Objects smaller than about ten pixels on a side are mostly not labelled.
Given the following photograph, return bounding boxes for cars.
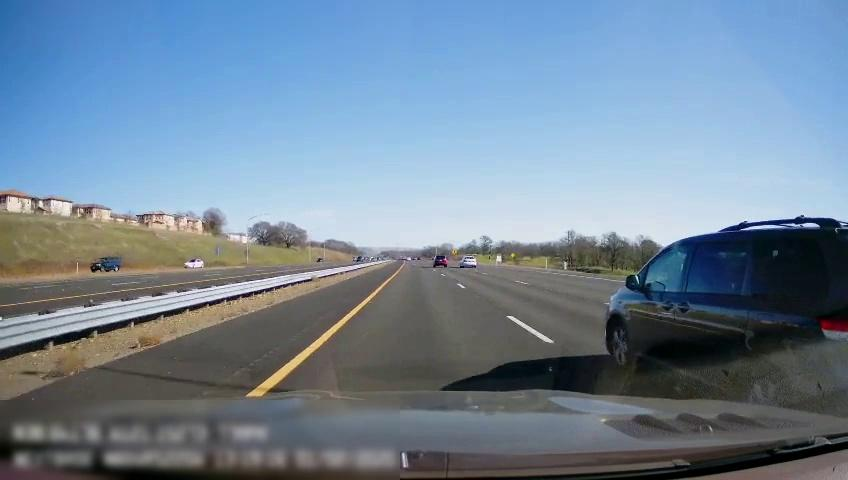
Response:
[184,258,205,269]
[432,255,448,268]
[460,256,477,268]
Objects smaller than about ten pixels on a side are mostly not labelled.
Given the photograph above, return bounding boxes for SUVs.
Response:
[90,256,120,273]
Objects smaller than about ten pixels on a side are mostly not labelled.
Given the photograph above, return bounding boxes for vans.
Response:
[605,226,848,417]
